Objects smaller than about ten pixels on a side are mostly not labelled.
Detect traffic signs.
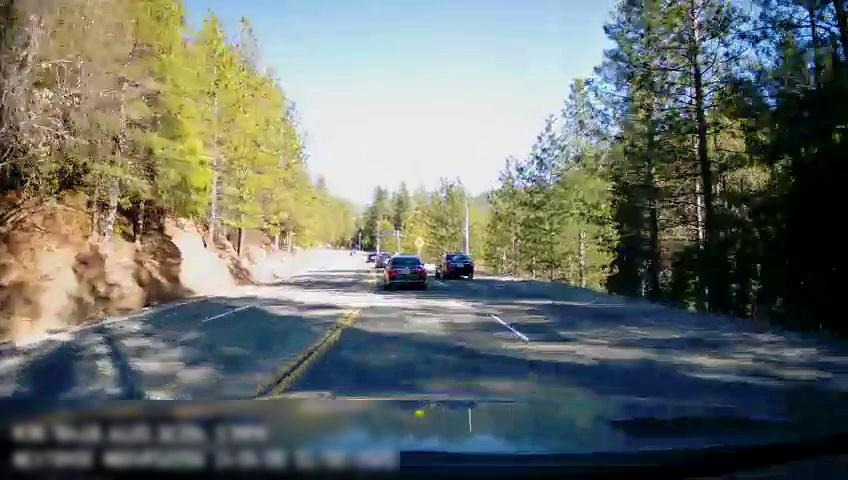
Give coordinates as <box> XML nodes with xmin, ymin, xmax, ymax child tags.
<box><xmin>414</xmin><ymin>236</ymin><xmax>425</xmax><ymax>248</ymax></box>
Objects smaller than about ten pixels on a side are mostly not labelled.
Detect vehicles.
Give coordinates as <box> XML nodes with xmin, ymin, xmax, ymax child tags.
<box><xmin>436</xmin><ymin>252</ymin><xmax>475</xmax><ymax>280</ymax></box>
<box><xmin>367</xmin><ymin>253</ymin><xmax>379</xmax><ymax>263</ymax></box>
<box><xmin>375</xmin><ymin>255</ymin><xmax>390</xmax><ymax>269</ymax></box>
<box><xmin>382</xmin><ymin>255</ymin><xmax>427</xmax><ymax>290</ymax></box>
